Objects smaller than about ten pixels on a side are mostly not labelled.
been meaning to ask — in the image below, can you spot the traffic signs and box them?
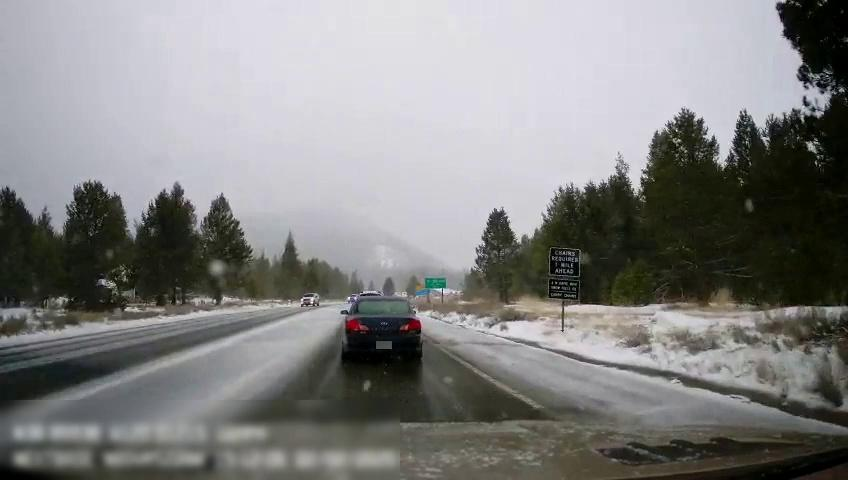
[548,247,581,277]
[548,278,580,300]
[425,277,448,289]
[416,286,431,296]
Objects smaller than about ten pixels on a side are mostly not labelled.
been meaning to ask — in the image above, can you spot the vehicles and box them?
[300,293,320,307]
[358,291,382,297]
[340,296,423,365]
[348,294,360,304]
